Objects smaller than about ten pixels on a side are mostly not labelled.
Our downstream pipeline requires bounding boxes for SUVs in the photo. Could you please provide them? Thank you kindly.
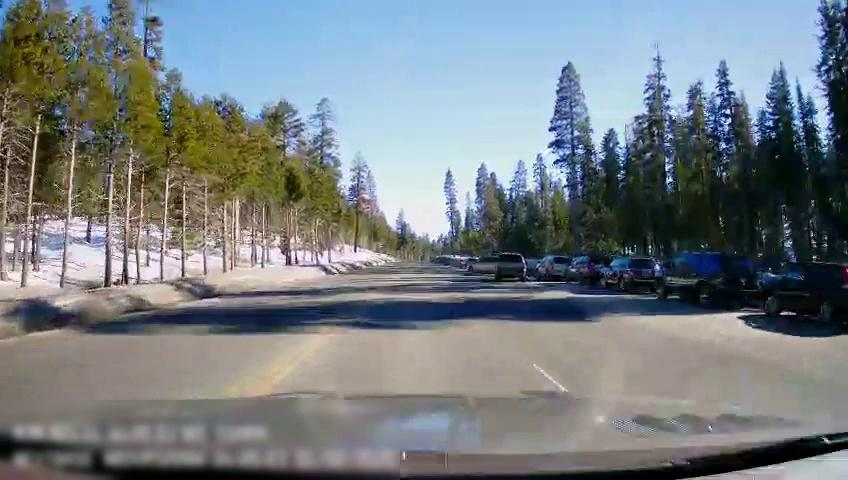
[467,256,498,276]
[653,250,756,308]
[599,256,659,292]
[495,252,528,280]
[535,255,573,282]
[565,256,614,283]
[751,260,848,328]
